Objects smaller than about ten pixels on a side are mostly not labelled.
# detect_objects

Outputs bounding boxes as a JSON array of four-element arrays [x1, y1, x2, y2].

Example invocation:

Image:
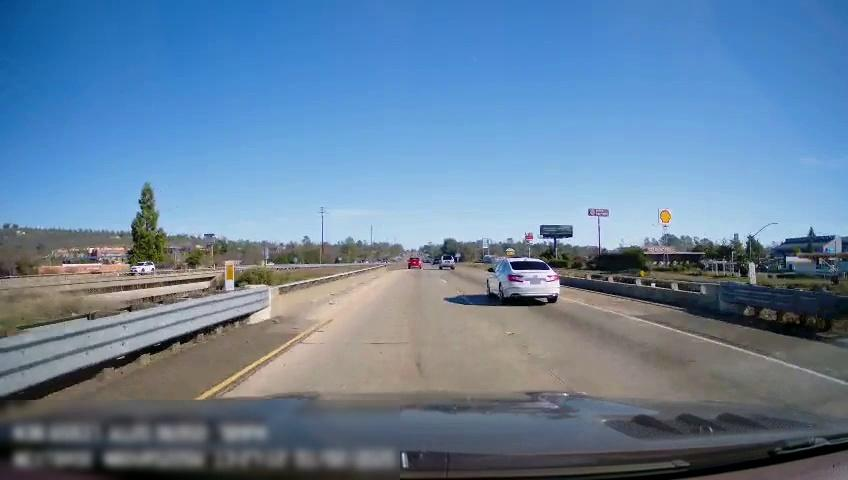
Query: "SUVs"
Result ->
[[128, 261, 155, 276], [407, 256, 422, 269], [437, 254, 455, 270]]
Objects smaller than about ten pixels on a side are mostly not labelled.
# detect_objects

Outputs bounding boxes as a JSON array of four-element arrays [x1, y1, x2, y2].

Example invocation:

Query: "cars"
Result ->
[[486, 257, 561, 305]]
